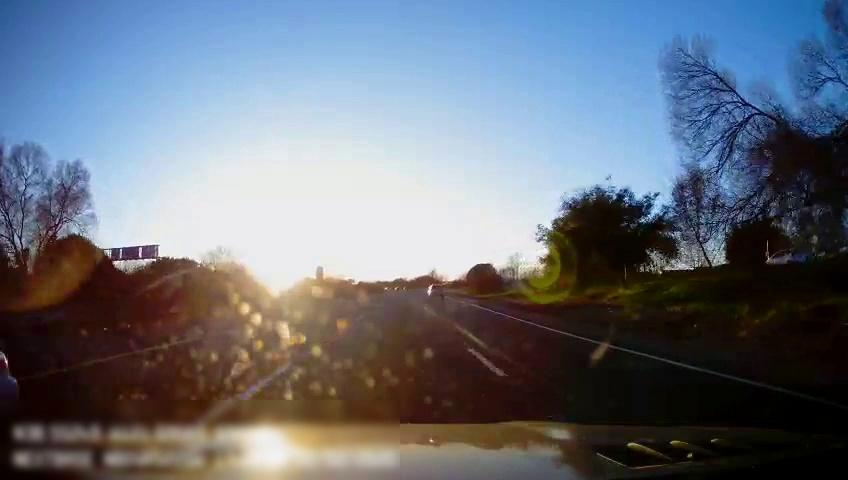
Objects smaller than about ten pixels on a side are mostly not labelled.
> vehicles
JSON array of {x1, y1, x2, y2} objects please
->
[
  {"x1": 0, "y1": 352, "x2": 22, "y2": 438},
  {"x1": 427, "y1": 284, "x2": 445, "y2": 299}
]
